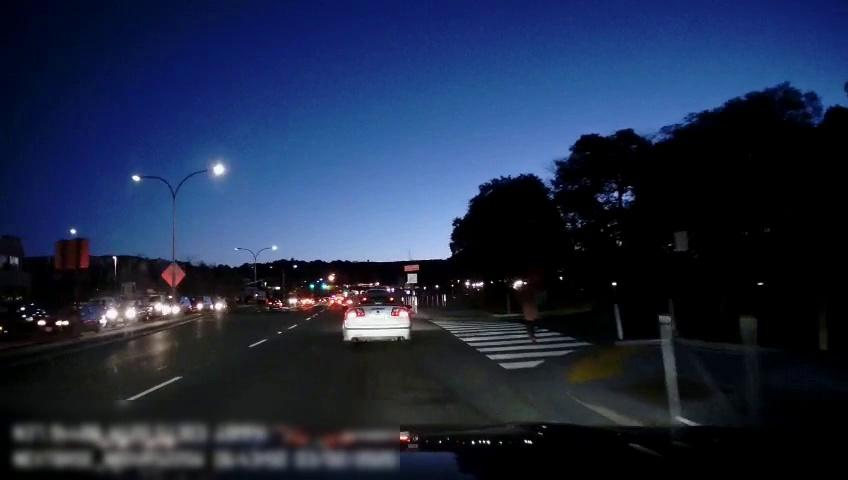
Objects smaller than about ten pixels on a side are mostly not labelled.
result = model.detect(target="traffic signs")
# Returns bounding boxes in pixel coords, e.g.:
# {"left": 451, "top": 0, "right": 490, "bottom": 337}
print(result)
{"left": 405, "top": 264, "right": 420, "bottom": 271}
{"left": 408, "top": 274, "right": 419, "bottom": 283}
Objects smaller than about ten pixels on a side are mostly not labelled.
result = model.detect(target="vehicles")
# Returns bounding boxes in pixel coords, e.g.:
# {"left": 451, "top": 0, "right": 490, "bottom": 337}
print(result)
{"left": 160, "top": 295, "right": 193, "bottom": 316}
{"left": 268, "top": 298, "right": 283, "bottom": 310}
{"left": 364, "top": 288, "right": 391, "bottom": 292}
{"left": 142, "top": 295, "right": 168, "bottom": 317}
{"left": 107, "top": 298, "right": 150, "bottom": 329}
{"left": 341, "top": 291, "right": 413, "bottom": 347}
{"left": 37, "top": 303, "right": 105, "bottom": 340}
{"left": 189, "top": 295, "right": 213, "bottom": 313}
